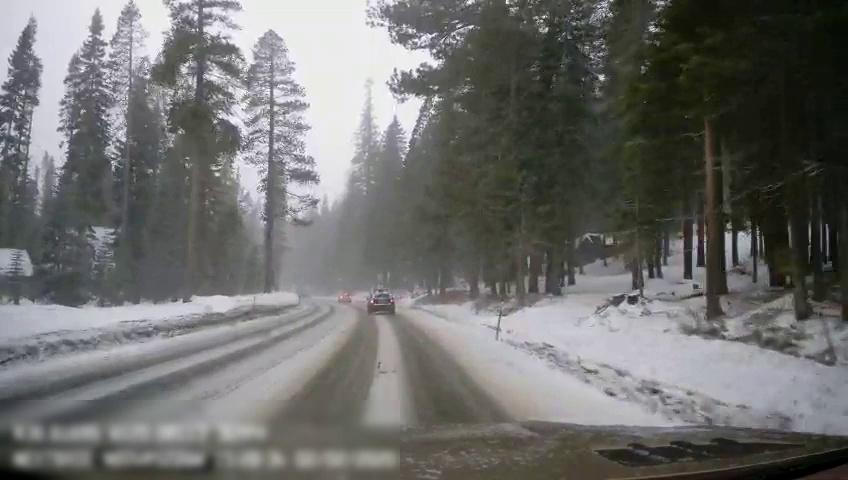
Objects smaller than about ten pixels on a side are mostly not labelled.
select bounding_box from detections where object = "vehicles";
[366,288,396,315]
[337,292,352,304]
